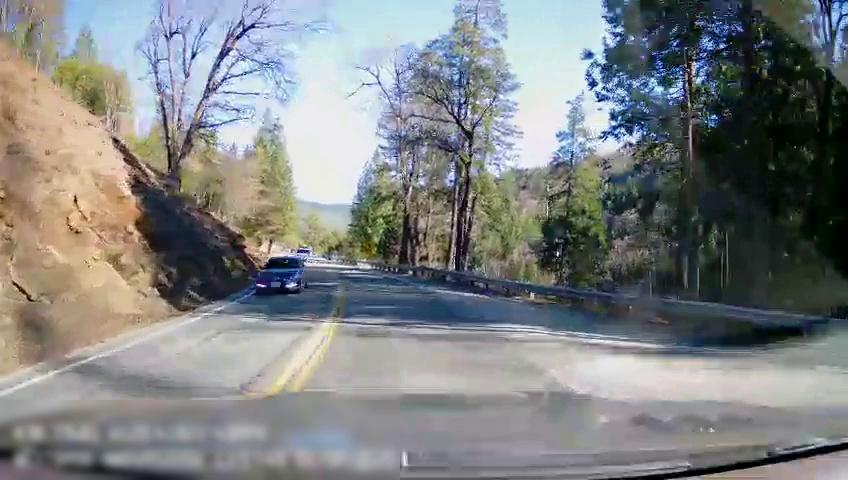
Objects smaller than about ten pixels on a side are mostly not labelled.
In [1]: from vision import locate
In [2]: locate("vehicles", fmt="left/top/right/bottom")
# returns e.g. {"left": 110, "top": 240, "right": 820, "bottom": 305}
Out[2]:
{"left": 294, "top": 249, "right": 312, "bottom": 263}
{"left": 254, "top": 255, "right": 307, "bottom": 295}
